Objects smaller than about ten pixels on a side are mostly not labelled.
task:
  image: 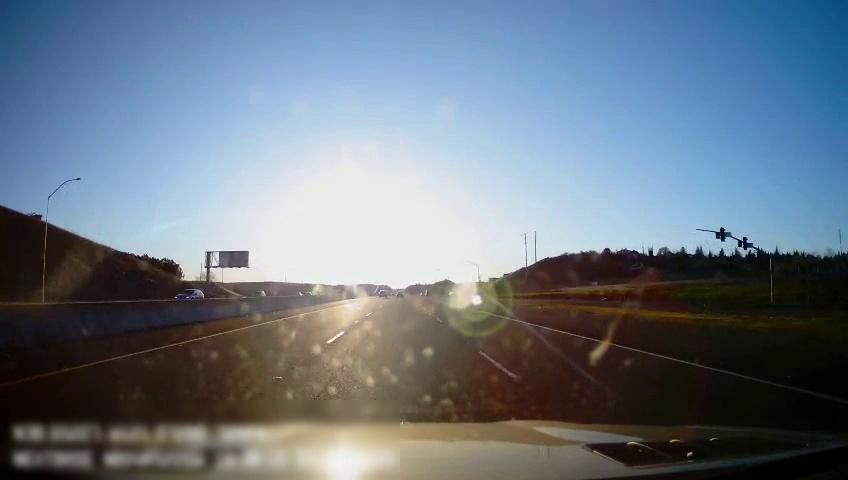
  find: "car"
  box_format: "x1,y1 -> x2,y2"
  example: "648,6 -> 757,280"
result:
174,288 -> 205,300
